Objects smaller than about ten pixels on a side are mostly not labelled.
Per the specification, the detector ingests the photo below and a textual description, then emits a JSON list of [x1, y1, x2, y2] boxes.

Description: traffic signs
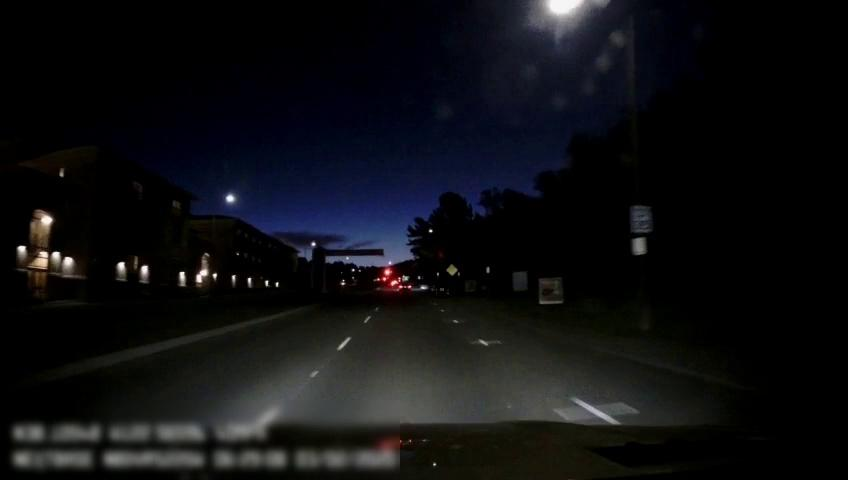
[[628, 203, 655, 236], [447, 263, 458, 276]]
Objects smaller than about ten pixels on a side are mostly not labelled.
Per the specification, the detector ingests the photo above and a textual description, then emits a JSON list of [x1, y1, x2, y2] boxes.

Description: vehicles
[[429, 283, 450, 298], [399, 283, 412, 292]]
